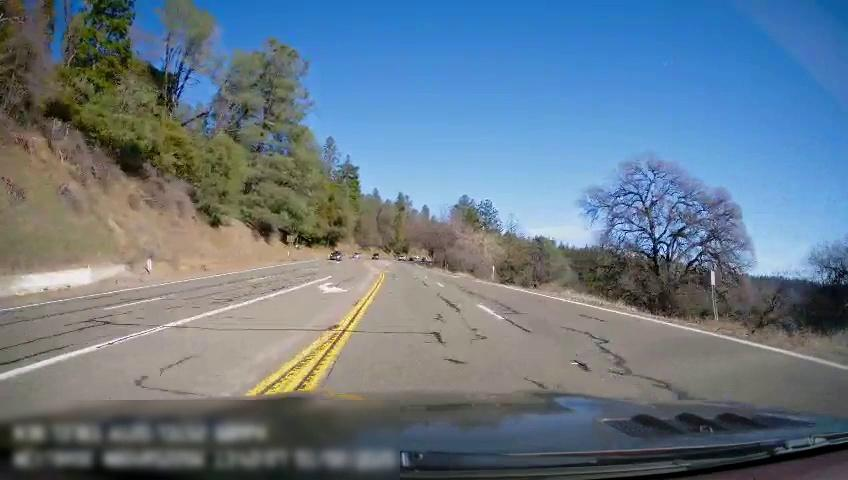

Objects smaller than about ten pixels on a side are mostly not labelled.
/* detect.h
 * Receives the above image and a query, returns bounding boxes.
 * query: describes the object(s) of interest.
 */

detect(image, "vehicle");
[328,250,343,261]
